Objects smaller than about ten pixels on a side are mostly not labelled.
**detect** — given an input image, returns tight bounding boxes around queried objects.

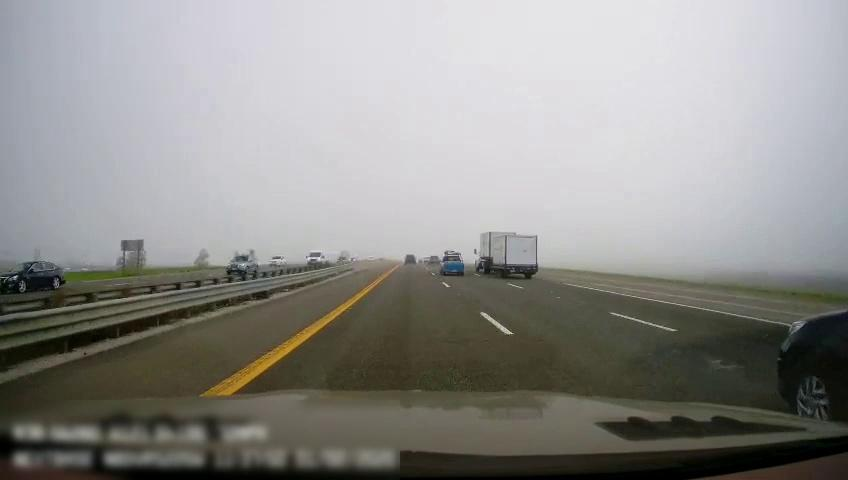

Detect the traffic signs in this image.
[119,238,144,252]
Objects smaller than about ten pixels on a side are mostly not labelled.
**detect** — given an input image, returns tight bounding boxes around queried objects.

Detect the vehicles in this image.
[267,254,288,267]
[225,254,261,276]
[774,308,848,425]
[473,231,518,276]
[405,254,417,265]
[305,250,330,265]
[427,255,441,266]
[490,233,540,280]
[439,250,465,277]
[336,256,349,264]
[0,260,66,295]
